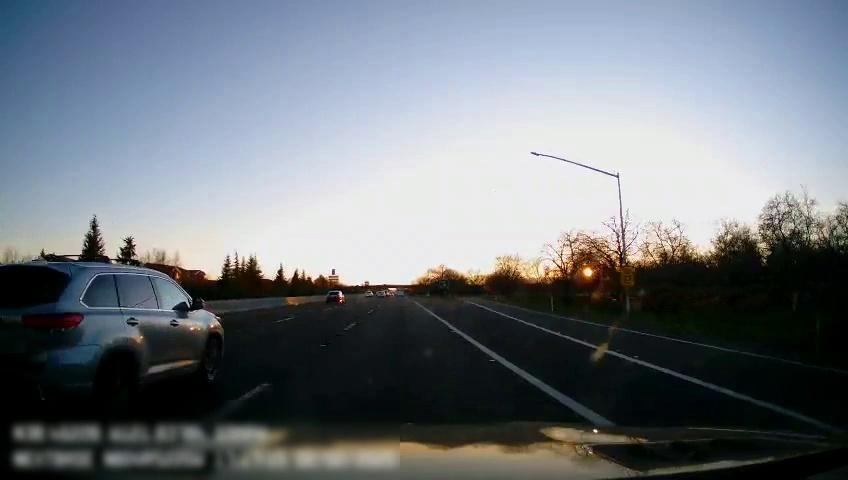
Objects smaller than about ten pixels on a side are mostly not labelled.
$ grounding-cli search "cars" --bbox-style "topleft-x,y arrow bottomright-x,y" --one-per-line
326,290 -> 346,304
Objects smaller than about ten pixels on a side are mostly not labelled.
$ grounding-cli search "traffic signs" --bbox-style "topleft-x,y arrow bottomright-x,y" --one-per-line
439,279 -> 450,289
620,267 -> 635,286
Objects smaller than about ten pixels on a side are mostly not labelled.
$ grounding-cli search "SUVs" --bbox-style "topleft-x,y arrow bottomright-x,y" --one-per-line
0,253 -> 227,432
